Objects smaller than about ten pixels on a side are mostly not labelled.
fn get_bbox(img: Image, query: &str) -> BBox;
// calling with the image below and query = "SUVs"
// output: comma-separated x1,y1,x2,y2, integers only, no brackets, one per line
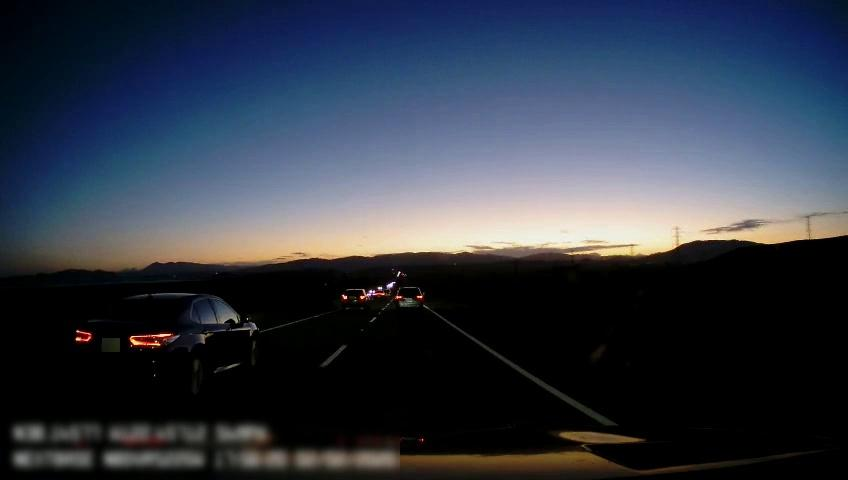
341,288,370,313
395,286,424,316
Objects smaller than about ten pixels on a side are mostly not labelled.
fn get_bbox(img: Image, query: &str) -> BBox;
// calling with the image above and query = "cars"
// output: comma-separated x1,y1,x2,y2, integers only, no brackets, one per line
71,292,264,403
373,289,386,300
